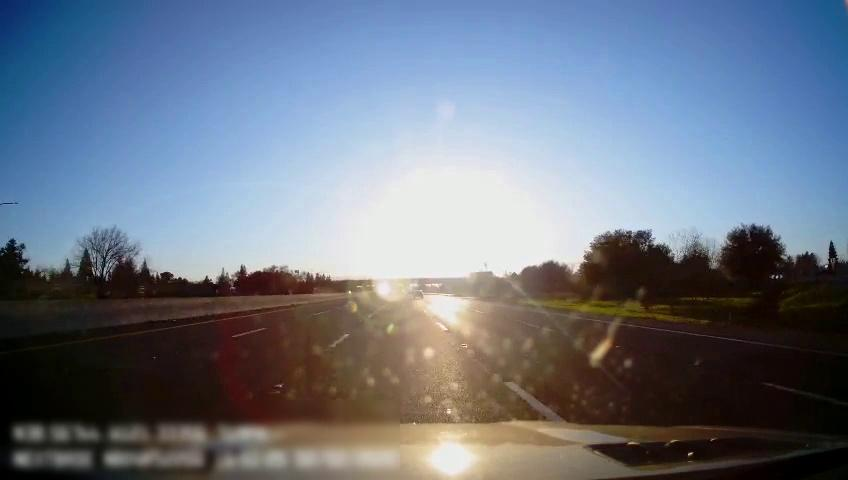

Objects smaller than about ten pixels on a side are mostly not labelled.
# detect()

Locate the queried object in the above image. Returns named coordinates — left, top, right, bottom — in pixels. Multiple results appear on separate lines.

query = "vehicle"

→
left=412, top=289, right=424, bottom=300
